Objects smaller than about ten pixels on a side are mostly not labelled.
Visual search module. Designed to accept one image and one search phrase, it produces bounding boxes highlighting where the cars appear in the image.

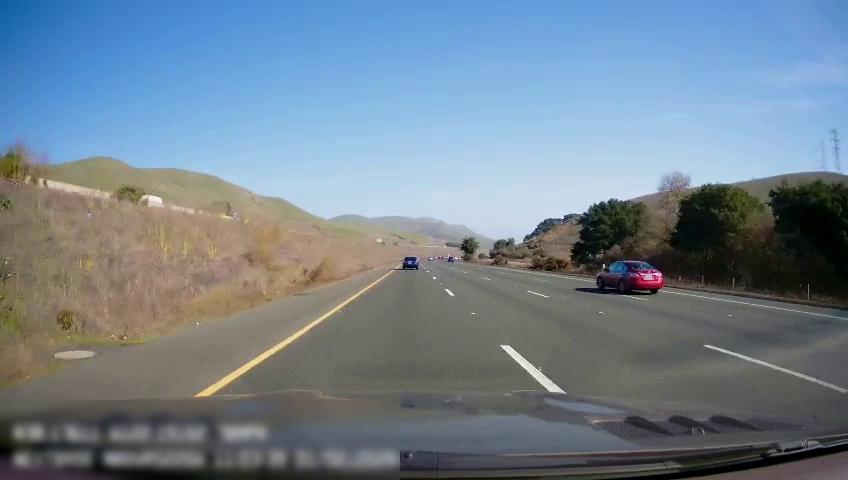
[595,260,665,295]
[402,256,419,270]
